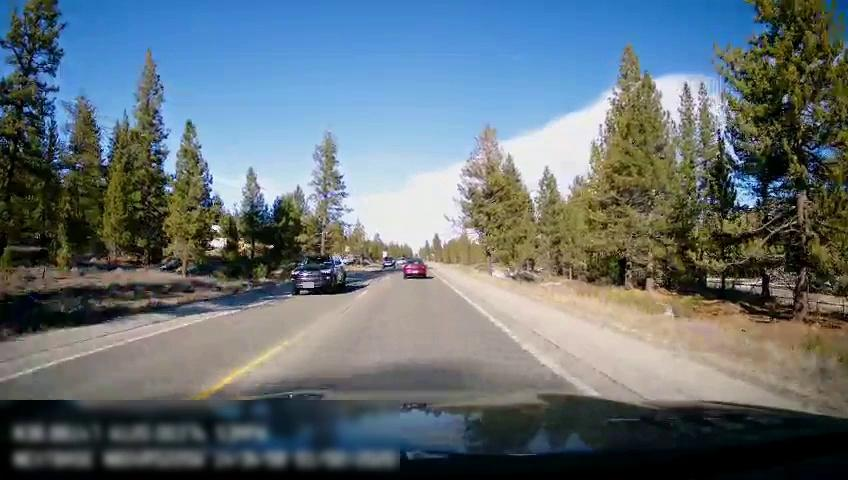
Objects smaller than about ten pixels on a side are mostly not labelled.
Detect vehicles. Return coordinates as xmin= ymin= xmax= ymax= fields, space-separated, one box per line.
xmin=290 ymin=254 xmax=347 ymax=296
xmin=403 ymin=258 xmax=427 ymax=280
xmin=381 ymin=257 xmax=396 ymax=270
